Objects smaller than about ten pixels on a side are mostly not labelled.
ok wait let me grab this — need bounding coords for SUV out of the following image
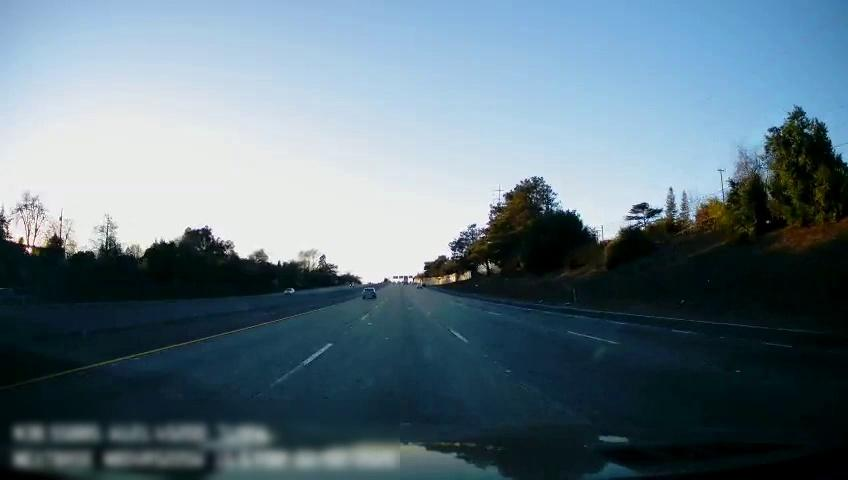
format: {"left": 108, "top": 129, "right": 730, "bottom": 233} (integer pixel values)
{"left": 284, "top": 287, "right": 295, "bottom": 295}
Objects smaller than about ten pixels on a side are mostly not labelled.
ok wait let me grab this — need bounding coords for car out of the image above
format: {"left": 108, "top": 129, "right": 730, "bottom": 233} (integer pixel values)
{"left": 361, "top": 287, "right": 378, "bottom": 300}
